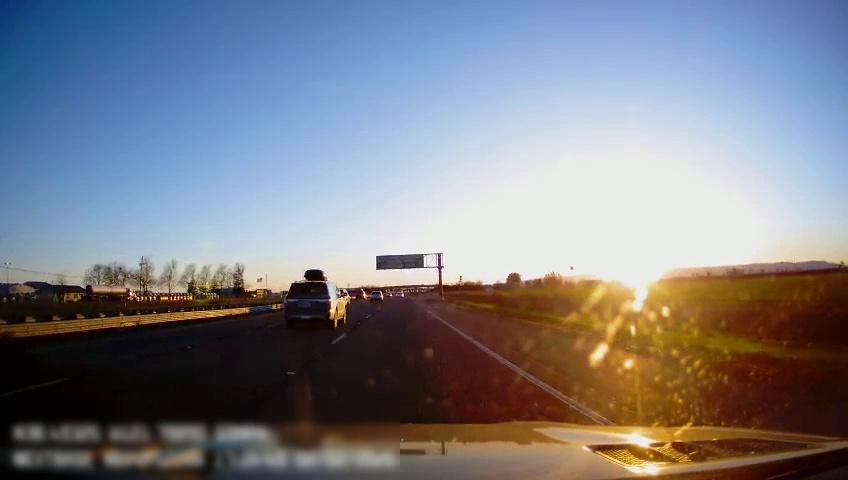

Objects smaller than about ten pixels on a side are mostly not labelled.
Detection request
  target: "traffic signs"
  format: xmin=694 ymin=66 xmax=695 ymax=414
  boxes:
xmin=376 ymin=255 xmax=425 ymax=270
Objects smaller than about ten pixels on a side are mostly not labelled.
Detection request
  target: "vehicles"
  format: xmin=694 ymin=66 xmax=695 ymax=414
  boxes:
xmin=338 ymin=289 xmax=351 ymax=305
xmin=283 ymin=270 xmax=347 ymax=330
xmin=355 ymin=288 xmax=367 ymax=300
xmin=370 ymin=290 xmax=384 ymax=302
